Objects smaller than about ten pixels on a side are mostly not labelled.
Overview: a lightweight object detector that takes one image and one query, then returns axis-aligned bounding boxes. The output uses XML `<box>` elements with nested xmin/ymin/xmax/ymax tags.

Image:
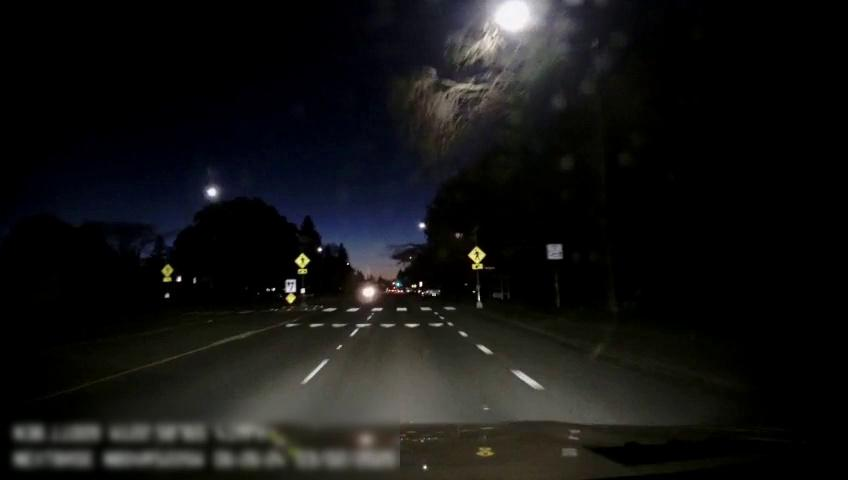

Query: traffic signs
<box><xmin>161</xmin><ymin>264</ymin><xmax>174</xmax><ymax>276</ymax></box>
<box><xmin>471</xmin><ymin>263</ymin><xmax>484</xmax><ymax>270</ymax></box>
<box><xmin>546</xmin><ymin>243</ymin><xmax>563</xmax><ymax>260</ymax></box>
<box><xmin>162</xmin><ymin>277</ymin><xmax>173</xmax><ymax>283</ymax></box>
<box><xmin>295</xmin><ymin>253</ymin><xmax>310</xmax><ymax>268</ymax></box>
<box><xmin>285</xmin><ymin>278</ymin><xmax>297</xmax><ymax>293</ymax></box>
<box><xmin>468</xmin><ymin>246</ymin><xmax>486</xmax><ymax>263</ymax></box>
<box><xmin>297</xmin><ymin>269</ymin><xmax>308</xmax><ymax>274</ymax></box>
<box><xmin>285</xmin><ymin>294</ymin><xmax>296</xmax><ymax>304</ymax></box>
